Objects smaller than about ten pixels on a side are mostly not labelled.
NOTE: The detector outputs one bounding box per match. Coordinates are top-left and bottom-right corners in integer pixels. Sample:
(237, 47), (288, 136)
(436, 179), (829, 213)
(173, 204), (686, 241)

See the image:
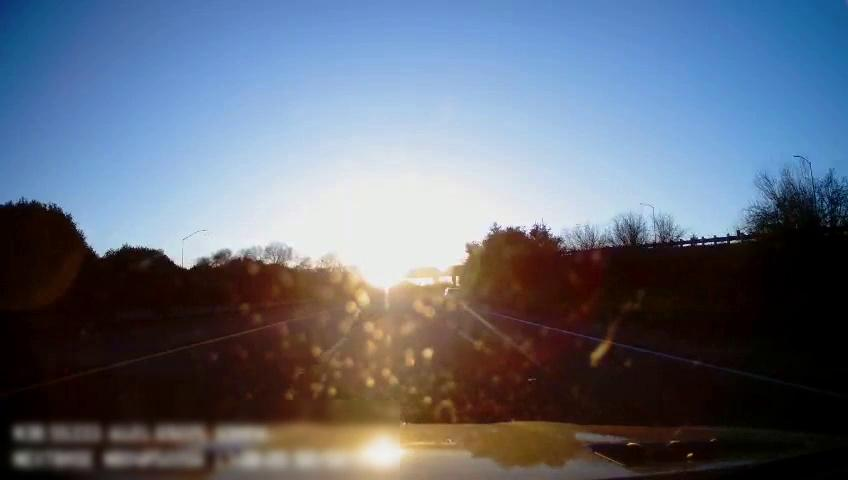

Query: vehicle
(442, 286), (474, 313)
